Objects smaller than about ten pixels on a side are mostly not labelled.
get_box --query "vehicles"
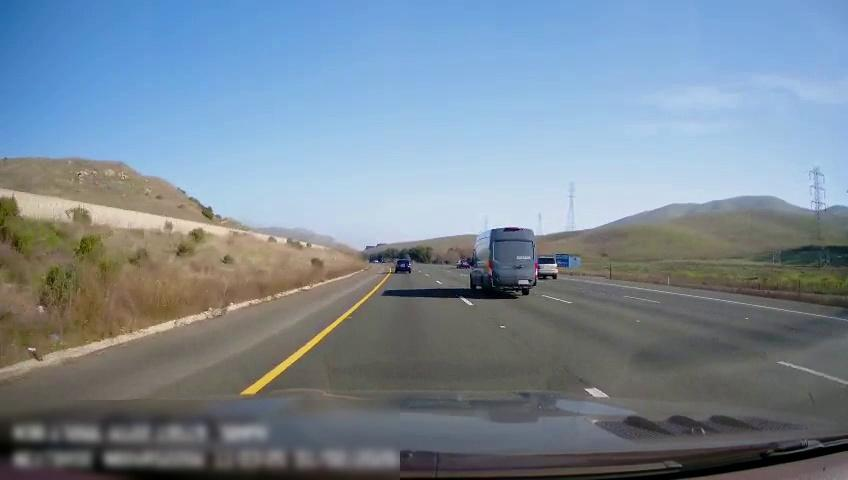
[395,259,412,273]
[466,225,539,296]
[456,258,470,269]
[536,256,559,280]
